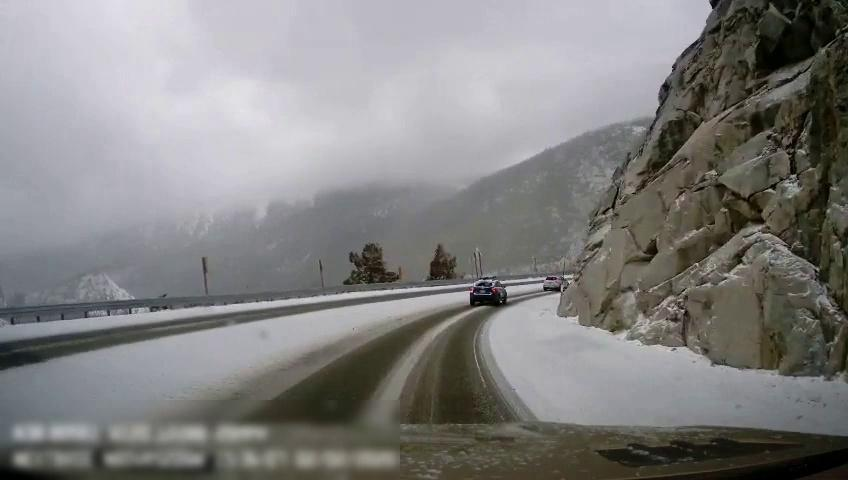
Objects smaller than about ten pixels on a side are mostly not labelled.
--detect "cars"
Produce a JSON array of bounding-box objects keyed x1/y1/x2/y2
[
  {"x1": 543, "y1": 276, "x2": 569, "y2": 292},
  {"x1": 469, "y1": 276, "x2": 507, "y2": 307}
]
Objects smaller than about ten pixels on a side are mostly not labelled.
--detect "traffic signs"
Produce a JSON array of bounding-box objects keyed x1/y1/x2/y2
[{"x1": 470, "y1": 246, "x2": 483, "y2": 267}]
